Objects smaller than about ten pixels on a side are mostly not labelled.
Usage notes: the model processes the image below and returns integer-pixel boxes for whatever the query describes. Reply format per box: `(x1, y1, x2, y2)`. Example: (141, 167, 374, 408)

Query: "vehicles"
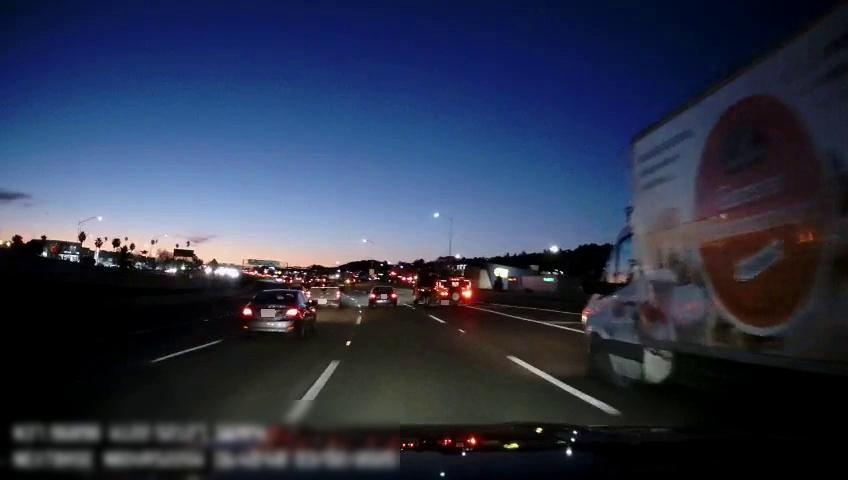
(366, 286, 397, 309)
(581, 0, 848, 418)
(307, 280, 343, 311)
(240, 289, 317, 338)
(344, 278, 356, 286)
(287, 284, 308, 299)
(412, 268, 472, 308)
